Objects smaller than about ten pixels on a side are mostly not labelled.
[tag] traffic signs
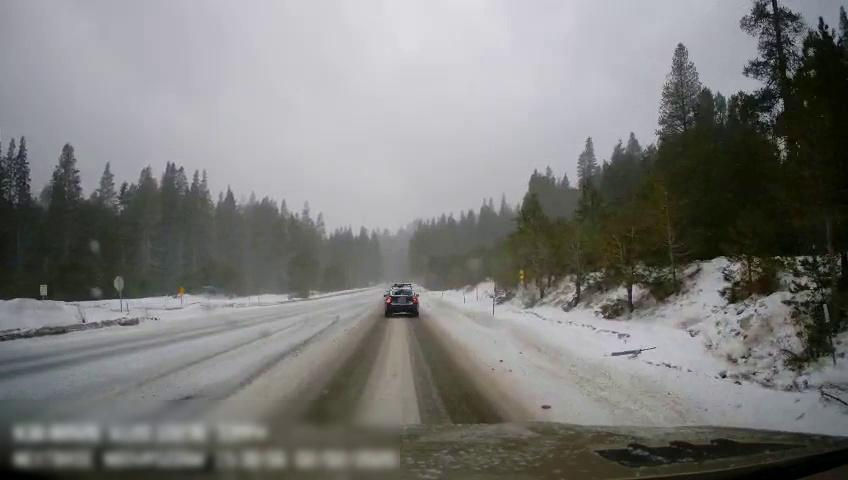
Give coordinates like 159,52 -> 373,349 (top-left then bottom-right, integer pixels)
39,284 -> 48,296
519,269 -> 525,280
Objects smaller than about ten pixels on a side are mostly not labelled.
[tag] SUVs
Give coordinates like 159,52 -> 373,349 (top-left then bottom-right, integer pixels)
383,283 -> 420,318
